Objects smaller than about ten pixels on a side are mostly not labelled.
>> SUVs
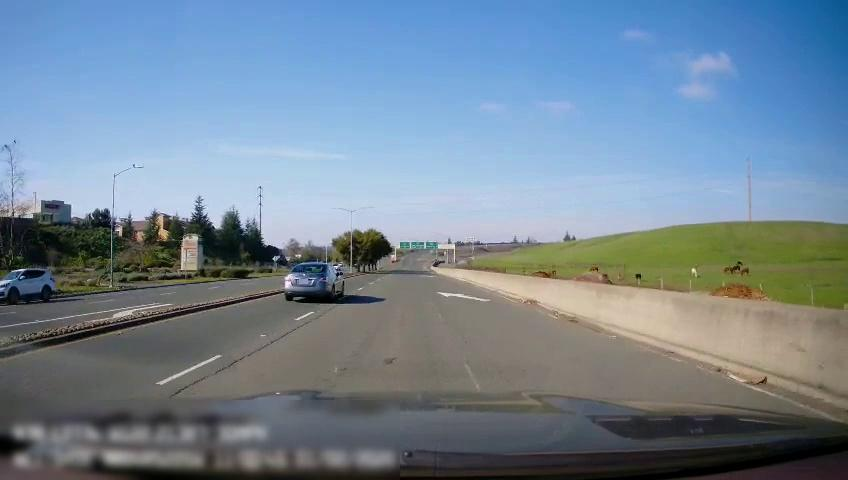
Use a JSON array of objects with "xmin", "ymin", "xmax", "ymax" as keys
[{"xmin": 0, "ymin": 267, "xmax": 56, "ymax": 305}]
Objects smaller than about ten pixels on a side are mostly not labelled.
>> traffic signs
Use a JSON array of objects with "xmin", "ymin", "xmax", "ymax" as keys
[
  {"xmin": 399, "ymin": 241, "xmax": 411, "ymax": 250},
  {"xmin": 424, "ymin": 241, "xmax": 440, "ymax": 250},
  {"xmin": 410, "ymin": 241, "xmax": 425, "ymax": 250}
]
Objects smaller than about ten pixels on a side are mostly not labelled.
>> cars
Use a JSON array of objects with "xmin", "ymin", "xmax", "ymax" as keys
[{"xmin": 282, "ymin": 261, "xmax": 345, "ymax": 302}]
